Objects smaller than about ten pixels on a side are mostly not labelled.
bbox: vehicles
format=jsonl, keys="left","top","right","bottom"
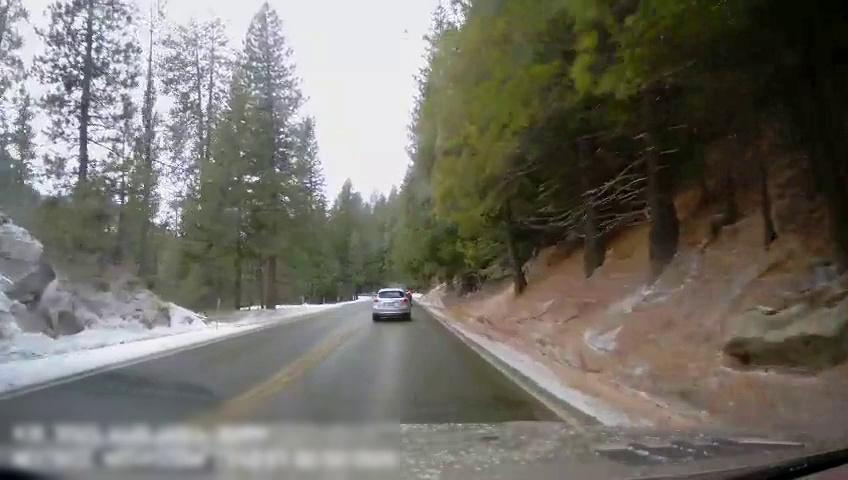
{"left": 372, "top": 288, "right": 410, "bottom": 321}
{"left": 391, "top": 285, "right": 413, "bottom": 306}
